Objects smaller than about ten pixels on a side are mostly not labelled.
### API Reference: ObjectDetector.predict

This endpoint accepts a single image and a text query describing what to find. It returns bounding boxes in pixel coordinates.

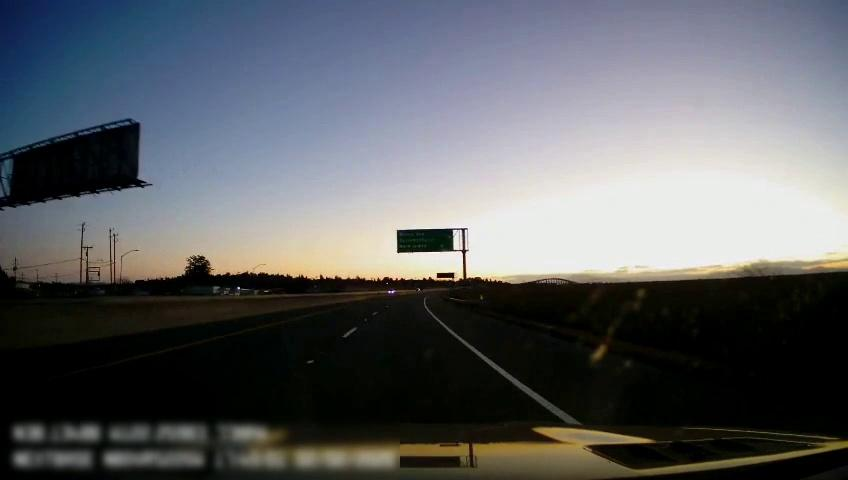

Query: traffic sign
[396,228,454,254]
